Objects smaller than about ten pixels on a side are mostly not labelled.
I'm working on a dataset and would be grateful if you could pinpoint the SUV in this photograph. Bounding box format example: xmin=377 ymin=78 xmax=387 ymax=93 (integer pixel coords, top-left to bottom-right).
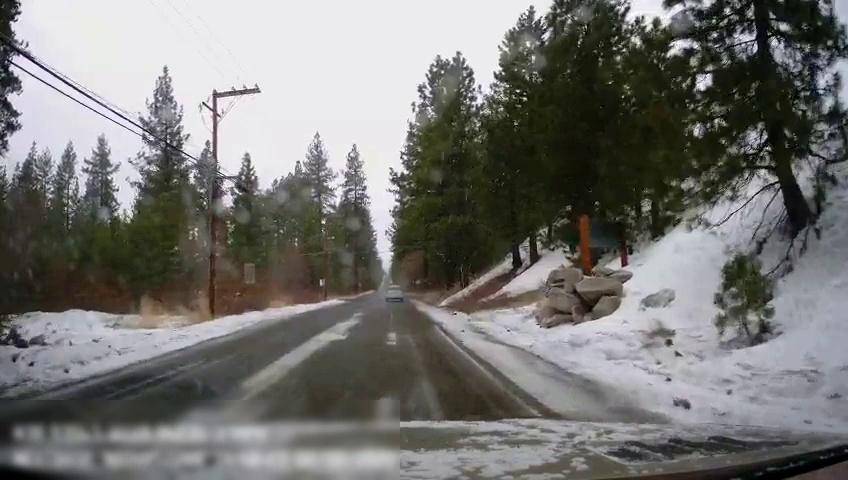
xmin=385 ymin=283 xmax=406 ymax=302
